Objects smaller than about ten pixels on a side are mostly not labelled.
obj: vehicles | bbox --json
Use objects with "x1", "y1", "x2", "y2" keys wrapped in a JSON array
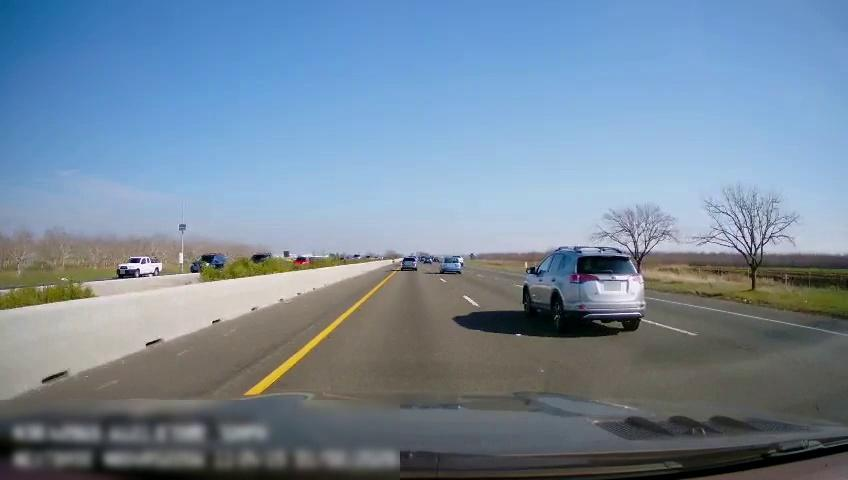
[
  {"x1": 439, "y1": 255, "x2": 462, "y2": 274},
  {"x1": 248, "y1": 253, "x2": 272, "y2": 264},
  {"x1": 293, "y1": 256, "x2": 312, "y2": 265},
  {"x1": 116, "y1": 256, "x2": 162, "y2": 279},
  {"x1": 521, "y1": 246, "x2": 646, "y2": 332},
  {"x1": 190, "y1": 254, "x2": 225, "y2": 273},
  {"x1": 400, "y1": 257, "x2": 418, "y2": 272}
]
